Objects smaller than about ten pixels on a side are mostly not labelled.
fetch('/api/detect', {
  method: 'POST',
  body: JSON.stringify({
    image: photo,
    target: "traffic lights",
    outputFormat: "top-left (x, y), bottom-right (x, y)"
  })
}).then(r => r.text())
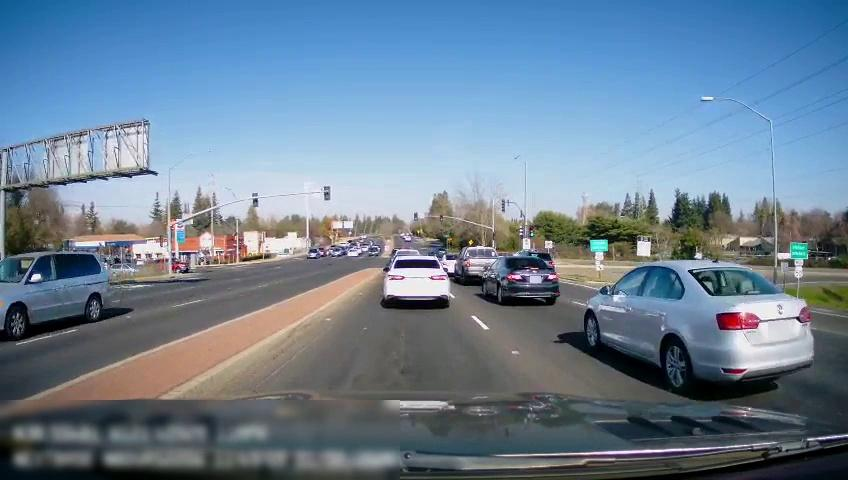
top-left (500, 200), bottom-right (506, 213)
top-left (250, 192), bottom-right (258, 207)
top-left (527, 226), bottom-right (533, 239)
top-left (519, 225), bottom-right (524, 237)
top-left (324, 186), bottom-right (331, 200)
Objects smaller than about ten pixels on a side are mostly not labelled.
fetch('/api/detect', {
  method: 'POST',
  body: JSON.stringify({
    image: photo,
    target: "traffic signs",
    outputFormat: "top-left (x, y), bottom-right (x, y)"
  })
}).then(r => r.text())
top-left (791, 242), bottom-right (809, 258)
top-left (589, 239), bottom-right (608, 253)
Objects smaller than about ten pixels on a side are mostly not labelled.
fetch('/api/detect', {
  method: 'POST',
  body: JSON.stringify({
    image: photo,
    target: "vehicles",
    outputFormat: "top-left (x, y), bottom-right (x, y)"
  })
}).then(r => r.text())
top-left (383, 255), bottom-right (450, 309)
top-left (583, 259), bottom-right (815, 395)
top-left (368, 247), bottom-right (380, 257)
top-left (0, 251), bottom-right (114, 342)
top-left (108, 263), bottom-right (137, 277)
top-left (528, 249), bottom-right (554, 270)
top-left (480, 256), bottom-right (560, 307)
top-left (391, 250), bottom-right (421, 261)
top-left (512, 248), bottom-right (536, 256)
top-left (453, 246), bottom-right (497, 286)
top-left (440, 253), bottom-right (457, 278)
top-left (151, 256), bottom-right (191, 275)
top-left (305, 248), bottom-right (321, 260)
